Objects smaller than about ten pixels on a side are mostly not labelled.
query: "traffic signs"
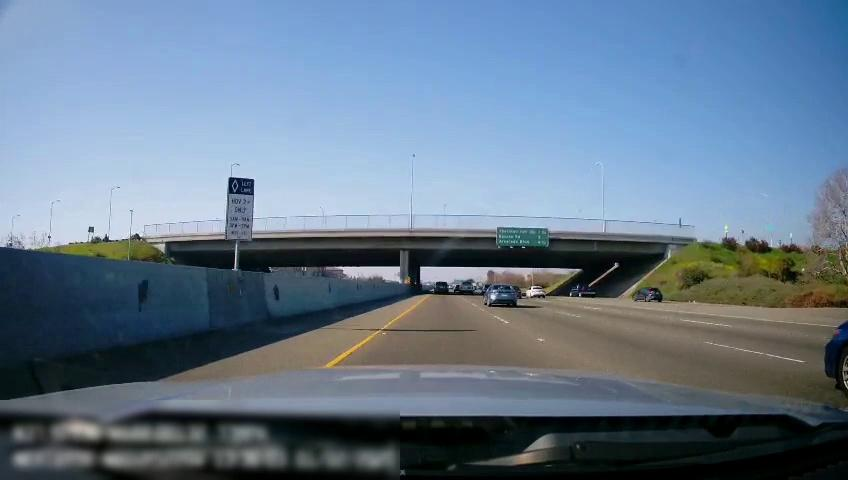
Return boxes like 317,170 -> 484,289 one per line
496,226 -> 550,247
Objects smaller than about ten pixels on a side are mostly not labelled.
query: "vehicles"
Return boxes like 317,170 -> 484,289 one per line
631,287 -> 663,302
525,286 -> 545,298
461,279 -> 474,293
433,280 -> 449,295
568,284 -> 596,297
483,284 -> 517,307
511,285 -> 523,299
823,319 -> 848,392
